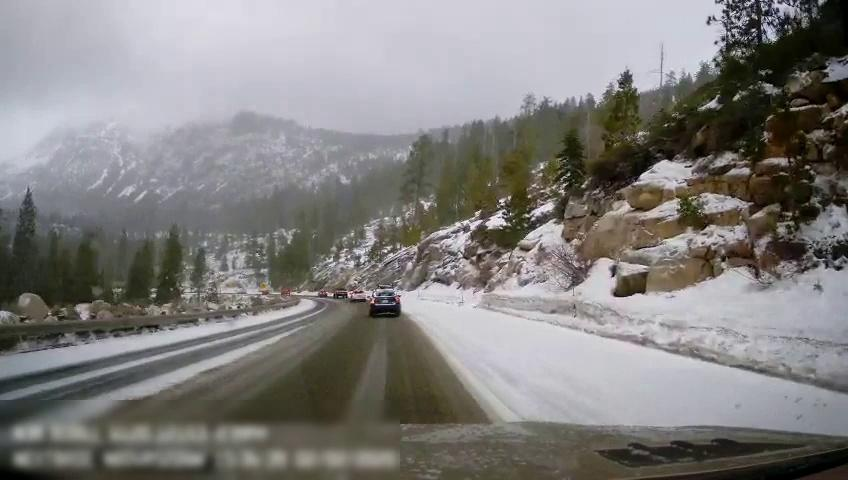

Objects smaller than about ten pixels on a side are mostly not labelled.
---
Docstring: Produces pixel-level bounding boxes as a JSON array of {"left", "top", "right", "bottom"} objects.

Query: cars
[
  {"left": 368, "top": 285, "right": 402, "bottom": 319},
  {"left": 349, "top": 289, "right": 367, "bottom": 304}
]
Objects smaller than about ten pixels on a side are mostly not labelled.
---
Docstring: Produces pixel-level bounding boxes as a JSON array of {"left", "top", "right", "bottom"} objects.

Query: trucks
[{"left": 333, "top": 287, "right": 348, "bottom": 299}]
